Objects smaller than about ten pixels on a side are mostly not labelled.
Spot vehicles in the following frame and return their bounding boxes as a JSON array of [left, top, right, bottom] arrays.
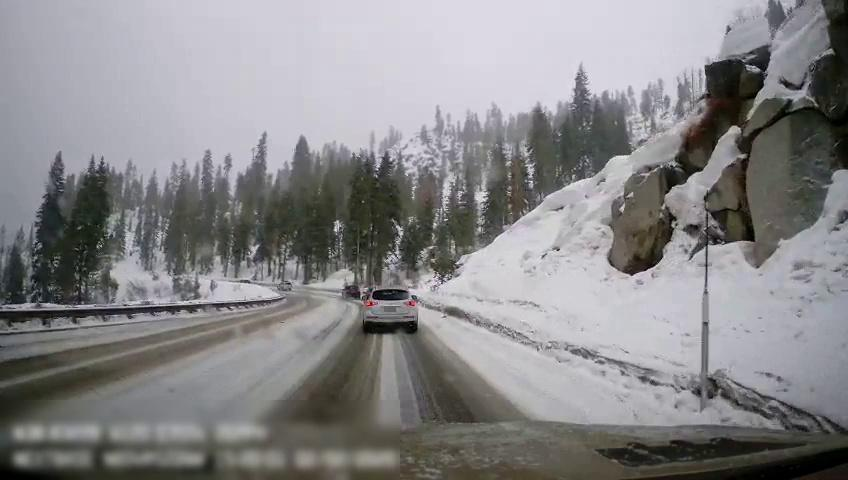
[[277, 281, 293, 292], [341, 285, 361, 301], [360, 286, 418, 335]]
